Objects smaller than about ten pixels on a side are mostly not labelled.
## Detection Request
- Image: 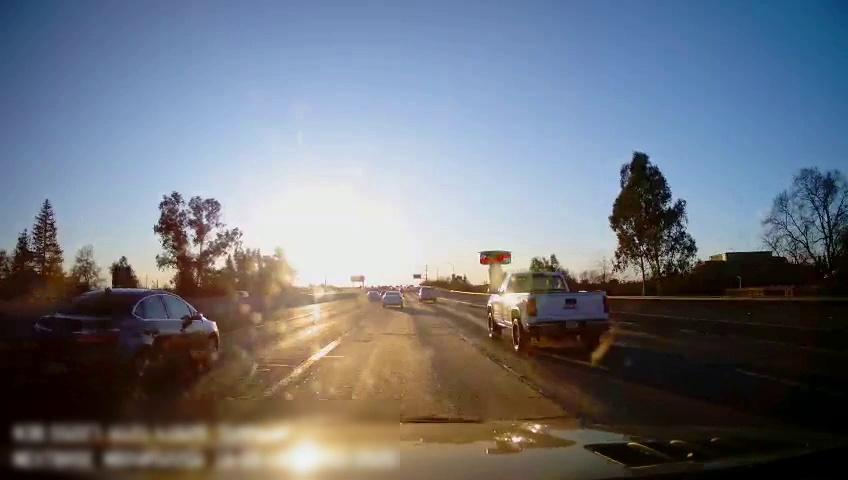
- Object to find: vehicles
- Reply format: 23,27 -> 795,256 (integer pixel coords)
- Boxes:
485,271 -> 608,356
228,290 -> 249,299
418,286 -> 437,303
366,290 -> 381,302
29,287 -> 221,395
381,290 -> 405,310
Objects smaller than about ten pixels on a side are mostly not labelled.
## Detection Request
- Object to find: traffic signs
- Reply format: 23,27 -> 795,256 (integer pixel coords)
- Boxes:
350,275 -> 365,283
